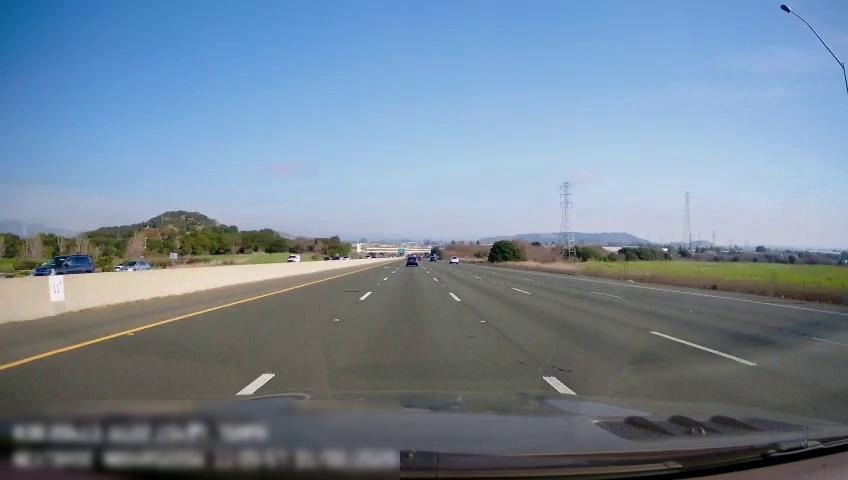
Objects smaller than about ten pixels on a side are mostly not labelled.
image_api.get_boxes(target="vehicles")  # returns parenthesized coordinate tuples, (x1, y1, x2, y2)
(32, 255, 96, 277)
(286, 255, 302, 263)
(114, 259, 152, 273)
(406, 256, 419, 267)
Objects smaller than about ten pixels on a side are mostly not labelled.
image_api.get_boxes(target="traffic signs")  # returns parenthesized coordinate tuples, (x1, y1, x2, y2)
(356, 243, 361, 254)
